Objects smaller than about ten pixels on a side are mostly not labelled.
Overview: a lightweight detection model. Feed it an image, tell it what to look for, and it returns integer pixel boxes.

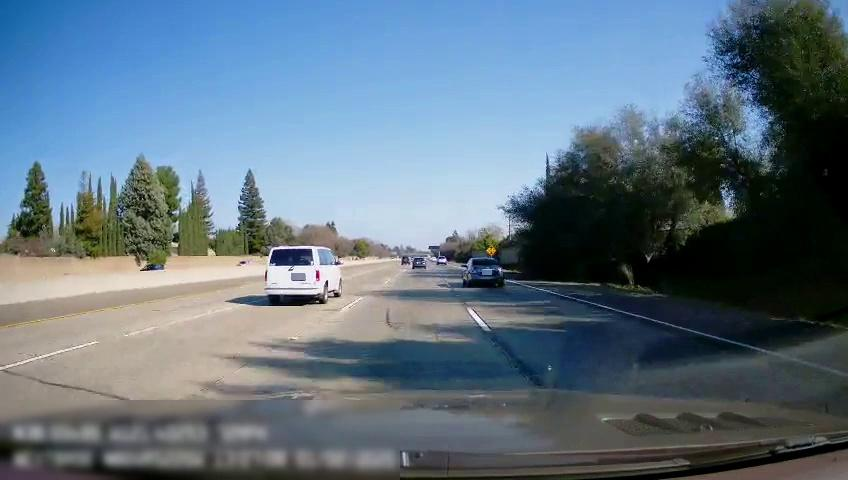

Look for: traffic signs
[485,246,497,258]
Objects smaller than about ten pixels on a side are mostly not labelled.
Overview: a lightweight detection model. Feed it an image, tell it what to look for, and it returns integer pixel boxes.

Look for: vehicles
[436,256,447,265]
[460,258,506,288]
[412,257,427,269]
[400,255,411,266]
[264,245,344,305]
[235,260,255,266]
[139,264,165,272]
